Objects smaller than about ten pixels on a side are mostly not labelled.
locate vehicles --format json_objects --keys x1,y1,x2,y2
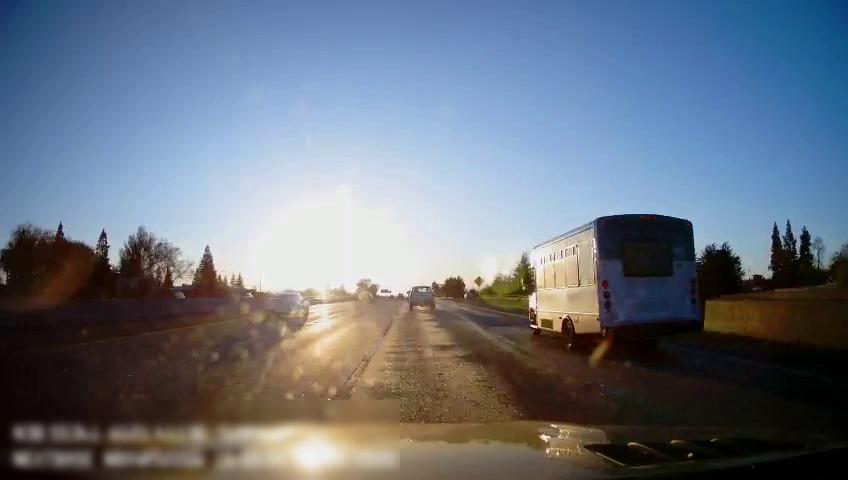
[
  {"x1": 261, "y1": 292, "x2": 310, "y2": 322},
  {"x1": 358, "y1": 292, "x2": 373, "y2": 303},
  {"x1": 520, "y1": 212, "x2": 704, "y2": 354},
  {"x1": 239, "y1": 292, "x2": 254, "y2": 299},
  {"x1": 406, "y1": 285, "x2": 436, "y2": 311},
  {"x1": 162, "y1": 291, "x2": 186, "y2": 301}
]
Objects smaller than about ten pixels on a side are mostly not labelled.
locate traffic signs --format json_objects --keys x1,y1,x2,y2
[{"x1": 474, "y1": 276, "x2": 486, "y2": 286}]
